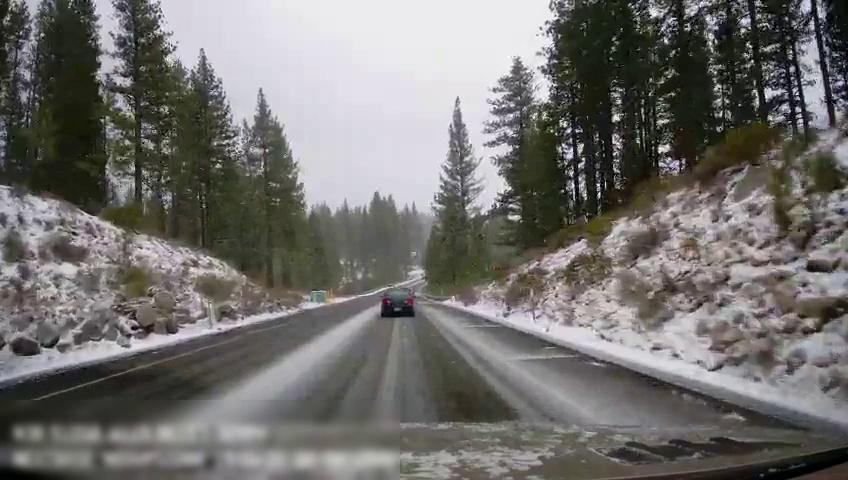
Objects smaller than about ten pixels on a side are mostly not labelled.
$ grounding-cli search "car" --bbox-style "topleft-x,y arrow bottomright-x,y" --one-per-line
381,289 -> 416,318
